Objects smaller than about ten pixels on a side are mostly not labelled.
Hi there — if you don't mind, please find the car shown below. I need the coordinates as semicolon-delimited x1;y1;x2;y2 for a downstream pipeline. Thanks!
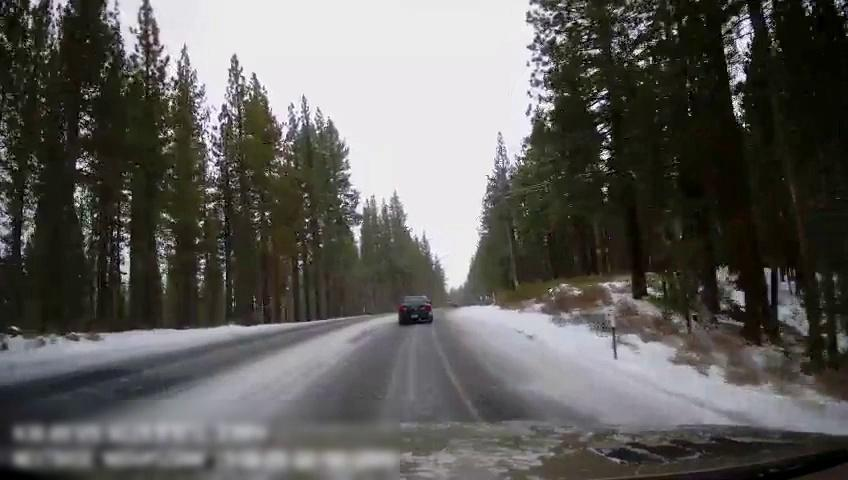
398;295;433;324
